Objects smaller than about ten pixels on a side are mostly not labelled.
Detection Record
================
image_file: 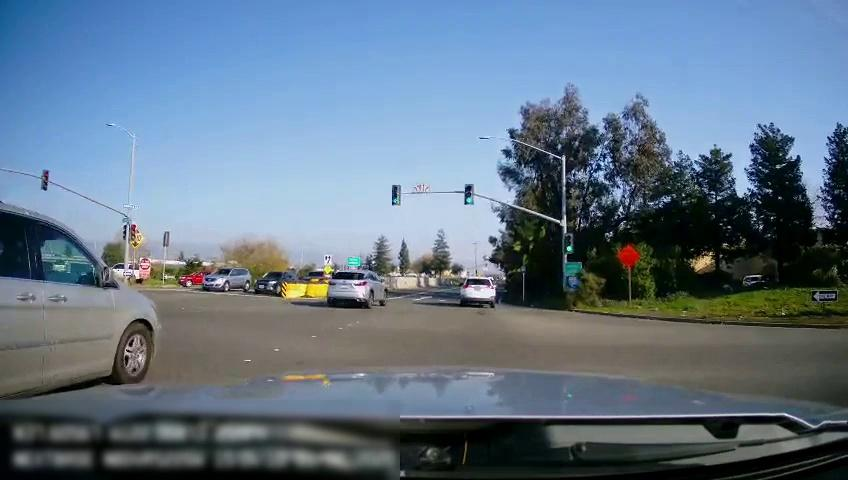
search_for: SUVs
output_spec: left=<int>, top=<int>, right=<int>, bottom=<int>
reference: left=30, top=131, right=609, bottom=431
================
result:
left=326, top=270, right=386, bottom=309
left=252, top=271, right=300, bottom=296
left=202, top=267, right=254, bottom=293
left=459, top=276, right=497, bottom=308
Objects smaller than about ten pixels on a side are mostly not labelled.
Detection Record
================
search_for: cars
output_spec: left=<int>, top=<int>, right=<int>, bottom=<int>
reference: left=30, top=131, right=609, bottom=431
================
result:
left=177, top=271, right=211, bottom=288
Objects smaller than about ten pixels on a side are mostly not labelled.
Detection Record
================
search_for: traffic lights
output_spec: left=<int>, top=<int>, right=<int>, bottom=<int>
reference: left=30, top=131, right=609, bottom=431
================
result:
left=463, top=183, right=474, bottom=206
left=121, top=225, right=127, bottom=240
left=41, top=169, right=49, bottom=192
left=162, top=231, right=170, bottom=248
left=391, top=184, right=401, bottom=206
left=562, top=232, right=574, bottom=254
left=129, top=223, right=139, bottom=241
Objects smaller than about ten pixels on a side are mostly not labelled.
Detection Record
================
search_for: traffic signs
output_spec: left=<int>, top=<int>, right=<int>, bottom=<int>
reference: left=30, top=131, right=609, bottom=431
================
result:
left=563, top=261, right=584, bottom=276
left=128, top=232, right=145, bottom=249
left=343, top=256, right=361, bottom=268
left=809, top=289, right=839, bottom=302
left=324, top=264, right=335, bottom=275
left=323, top=255, right=334, bottom=265
left=565, top=275, right=577, bottom=289
left=617, top=243, right=640, bottom=272
left=139, top=257, right=153, bottom=270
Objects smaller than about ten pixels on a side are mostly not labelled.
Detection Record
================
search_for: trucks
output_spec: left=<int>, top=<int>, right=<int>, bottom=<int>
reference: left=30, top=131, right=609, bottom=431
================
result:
left=108, top=262, right=140, bottom=280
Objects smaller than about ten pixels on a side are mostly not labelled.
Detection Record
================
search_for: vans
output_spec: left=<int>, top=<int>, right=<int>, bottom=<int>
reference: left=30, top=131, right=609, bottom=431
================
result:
left=0, top=199, right=161, bottom=405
